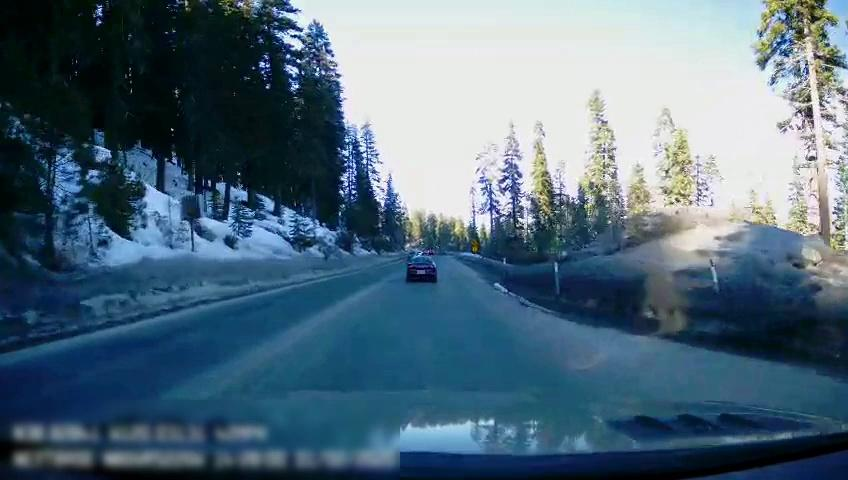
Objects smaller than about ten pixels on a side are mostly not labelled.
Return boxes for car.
[405,254,437,283]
